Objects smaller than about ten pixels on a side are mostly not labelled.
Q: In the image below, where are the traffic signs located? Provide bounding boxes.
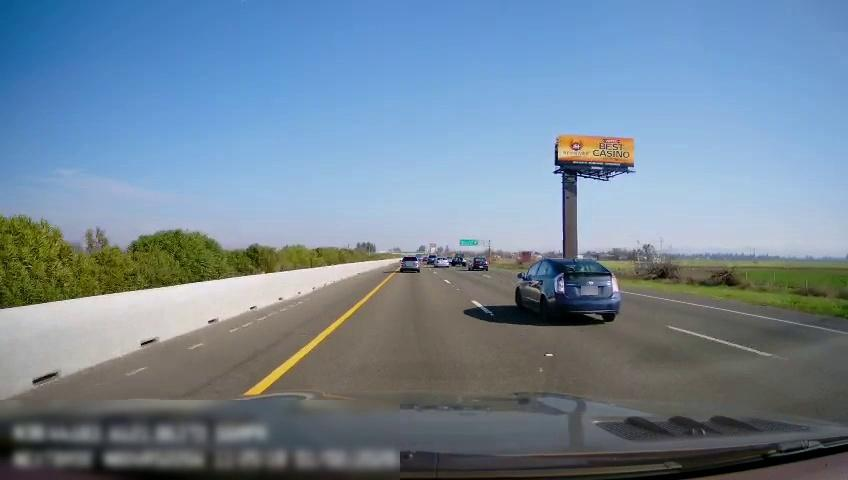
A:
[459,238,479,246]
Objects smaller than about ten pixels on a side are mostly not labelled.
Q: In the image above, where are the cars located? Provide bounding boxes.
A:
[514,257,622,323]
[467,256,489,271]
[398,256,419,274]
[434,255,449,267]
[450,253,468,267]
